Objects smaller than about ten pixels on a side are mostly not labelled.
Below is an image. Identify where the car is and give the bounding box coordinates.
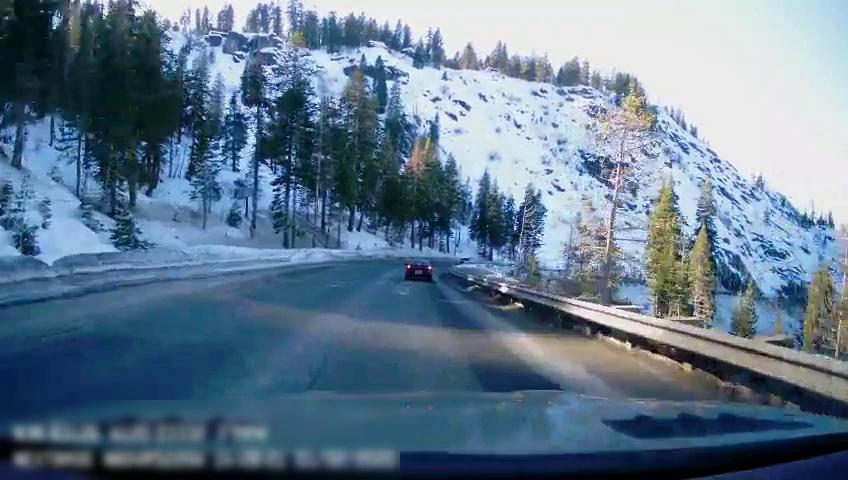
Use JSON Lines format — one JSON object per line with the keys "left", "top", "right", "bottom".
{"left": 404, "top": 257, "right": 433, "bottom": 283}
